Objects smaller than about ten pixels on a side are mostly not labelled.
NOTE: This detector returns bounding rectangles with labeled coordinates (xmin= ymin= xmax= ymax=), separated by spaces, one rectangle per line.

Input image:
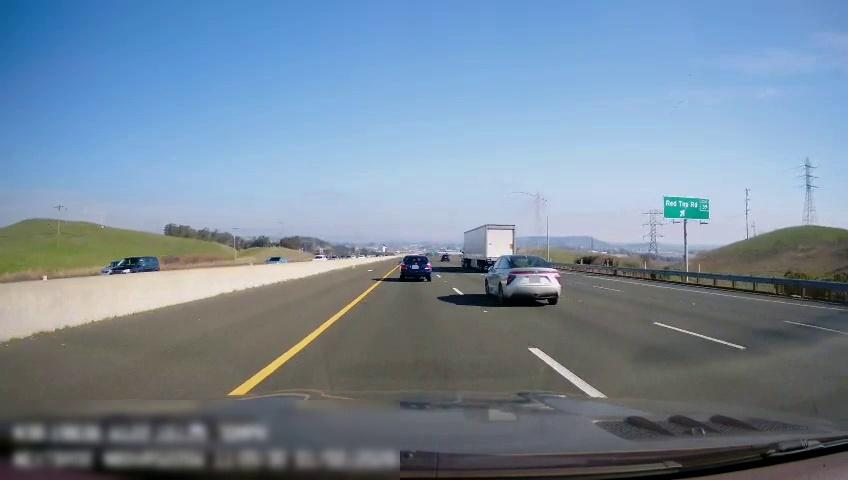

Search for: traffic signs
xmin=663 ymin=195 xmax=712 ymax=221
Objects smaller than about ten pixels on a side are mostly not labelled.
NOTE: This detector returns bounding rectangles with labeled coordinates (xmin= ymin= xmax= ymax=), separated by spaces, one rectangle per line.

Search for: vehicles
xmin=459 ymin=223 xmax=517 ymax=273
xmin=311 ymin=254 xmax=329 ymax=262
xmin=399 ymin=256 xmax=431 ymax=281
xmin=263 ymin=256 xmax=289 ymax=266
xmin=484 ymin=255 xmax=562 ymax=305
xmin=440 ymin=253 xmax=451 ymax=262
xmin=100 ymin=260 xmax=122 ymax=275
xmin=107 ymin=256 xmax=161 ymax=276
